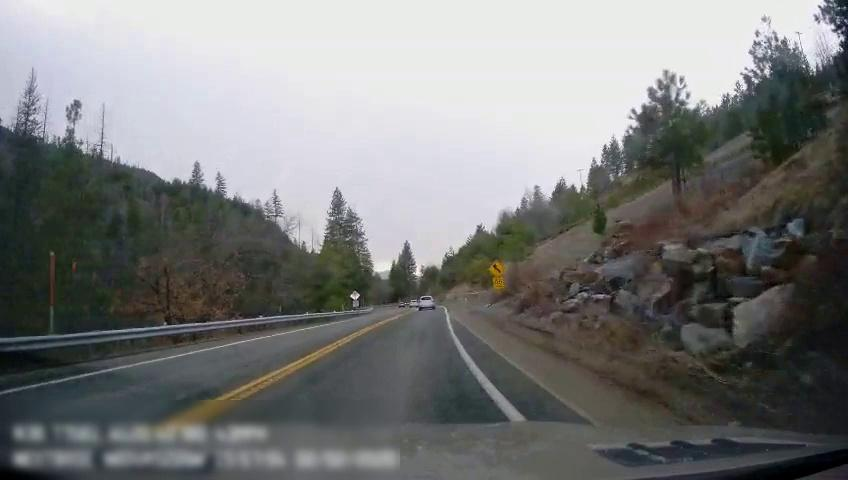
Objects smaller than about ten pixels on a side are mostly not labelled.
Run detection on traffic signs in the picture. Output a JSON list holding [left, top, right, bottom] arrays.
[[488, 259, 505, 278], [492, 277, 506, 290]]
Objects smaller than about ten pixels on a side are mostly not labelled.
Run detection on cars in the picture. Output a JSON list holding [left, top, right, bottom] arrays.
[[418, 295, 435, 311]]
